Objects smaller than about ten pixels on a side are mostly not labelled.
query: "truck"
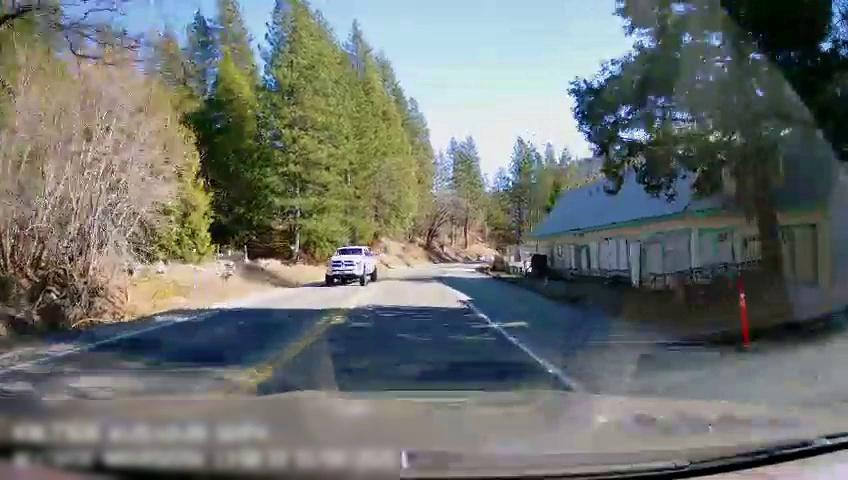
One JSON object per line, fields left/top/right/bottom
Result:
{"left": 323, "top": 246, "right": 380, "bottom": 287}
